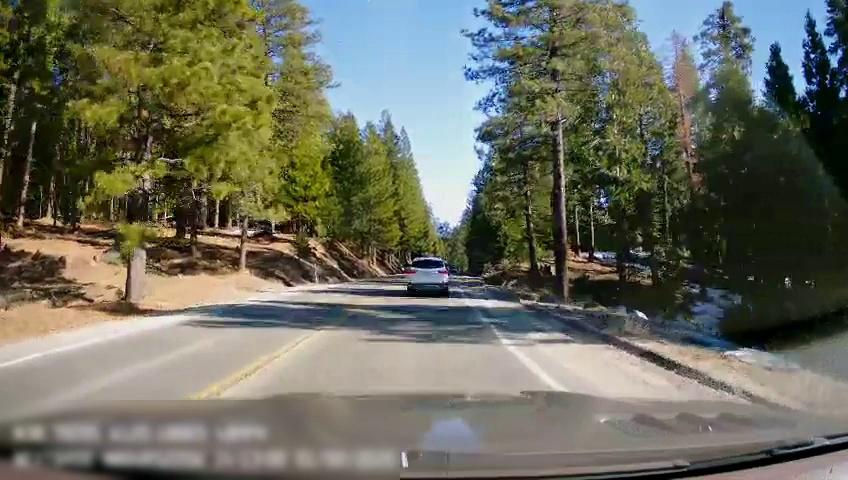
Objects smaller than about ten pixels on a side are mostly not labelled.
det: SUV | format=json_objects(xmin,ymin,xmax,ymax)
[{"xmin": 406, "ymin": 257, "xmax": 450, "ymax": 298}]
